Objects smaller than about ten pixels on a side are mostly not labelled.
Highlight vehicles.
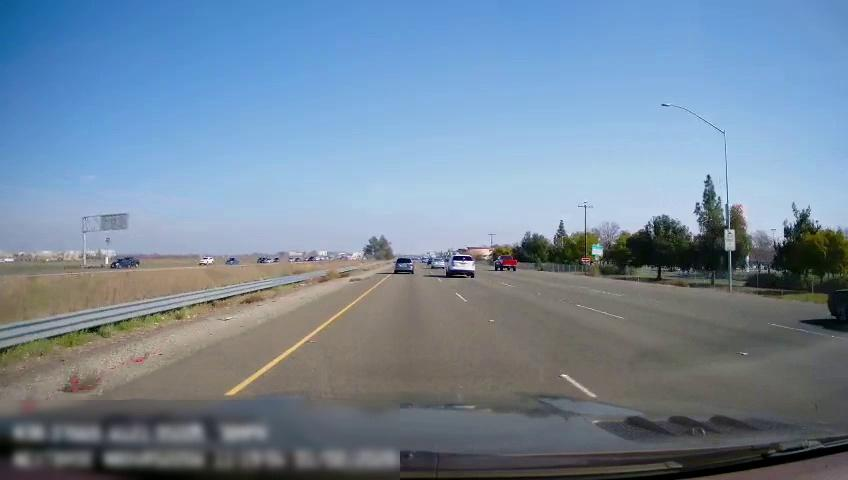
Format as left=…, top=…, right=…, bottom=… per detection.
left=392, top=257, right=415, bottom=274
left=223, top=256, right=241, bottom=266
left=263, top=256, right=274, bottom=265
left=199, top=256, right=216, bottom=266
left=430, top=257, right=445, bottom=270
left=127, top=256, right=141, bottom=269
left=494, top=254, right=518, bottom=272
left=256, top=255, right=268, bottom=264
left=826, top=288, right=848, bottom=329
left=110, top=256, right=133, bottom=270
left=445, top=254, right=475, bottom=278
